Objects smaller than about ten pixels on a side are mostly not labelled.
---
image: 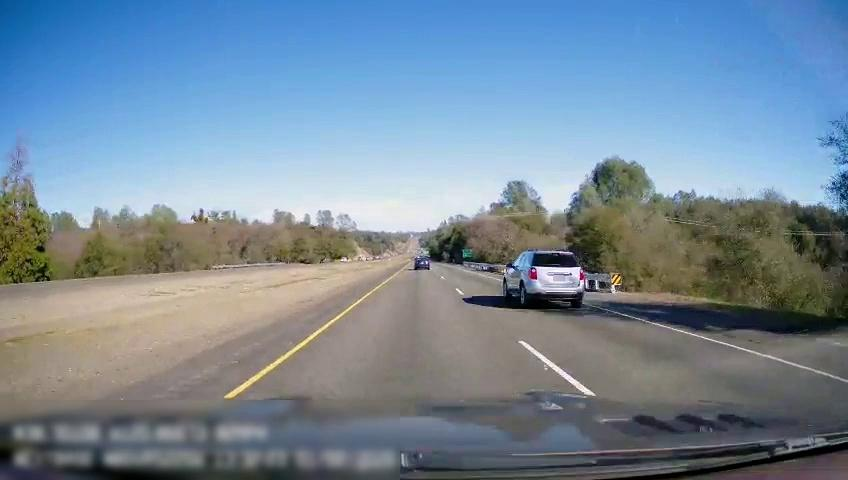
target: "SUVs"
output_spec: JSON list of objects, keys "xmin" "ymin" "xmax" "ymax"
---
[{"xmin": 502, "ymin": 249, "xmax": 587, "ymax": 307}]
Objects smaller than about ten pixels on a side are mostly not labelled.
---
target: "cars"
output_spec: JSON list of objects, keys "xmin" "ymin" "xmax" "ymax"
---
[{"xmin": 413, "ymin": 258, "xmax": 430, "ymax": 270}]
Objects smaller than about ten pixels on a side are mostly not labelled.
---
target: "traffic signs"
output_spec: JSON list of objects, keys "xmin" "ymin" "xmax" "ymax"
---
[
  {"xmin": 462, "ymin": 248, "xmax": 473, "ymax": 258},
  {"xmin": 611, "ymin": 273, "xmax": 623, "ymax": 285}
]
